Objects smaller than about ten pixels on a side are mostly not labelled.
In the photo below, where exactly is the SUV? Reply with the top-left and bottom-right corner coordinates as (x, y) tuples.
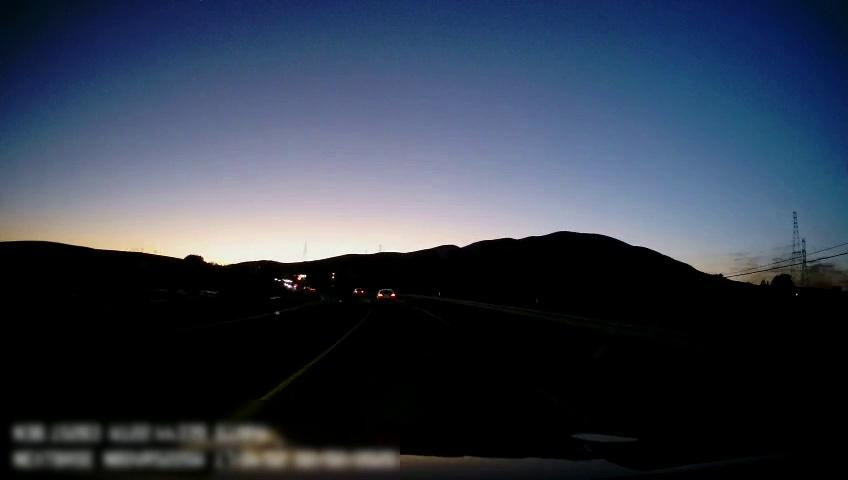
(353, 288), (365, 296)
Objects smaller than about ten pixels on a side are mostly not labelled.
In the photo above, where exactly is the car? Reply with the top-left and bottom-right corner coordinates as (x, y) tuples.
(376, 288), (396, 302)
